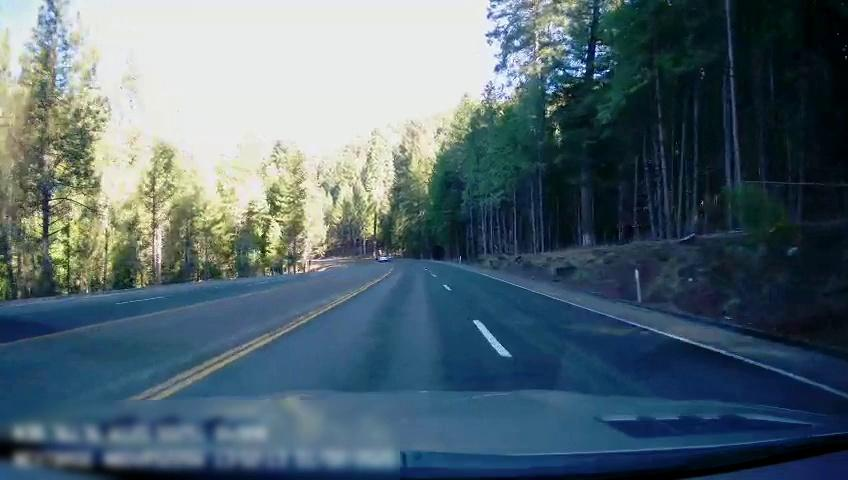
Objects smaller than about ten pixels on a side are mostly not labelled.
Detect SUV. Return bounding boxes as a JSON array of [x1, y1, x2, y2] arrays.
[[377, 252, 392, 263]]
